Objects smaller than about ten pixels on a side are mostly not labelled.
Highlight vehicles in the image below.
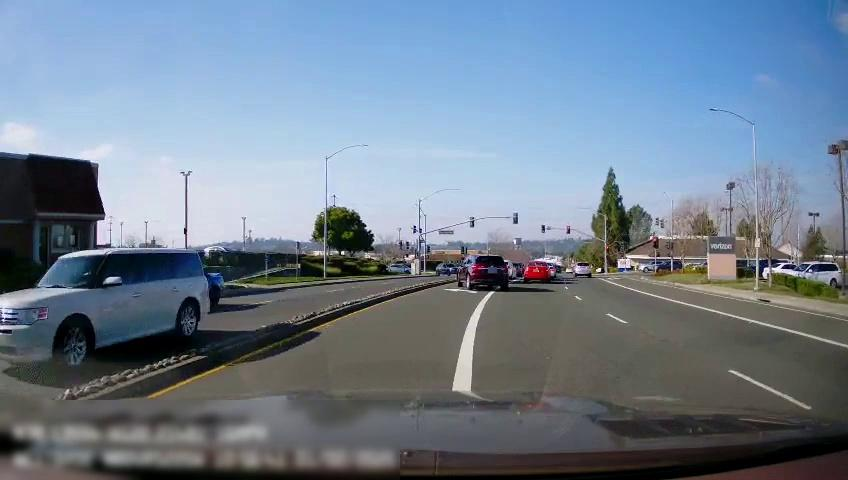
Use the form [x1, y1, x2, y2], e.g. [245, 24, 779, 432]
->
[0, 245, 210, 370]
[504, 259, 518, 281]
[573, 261, 593, 278]
[385, 263, 412, 275]
[638, 258, 664, 273]
[655, 260, 682, 271]
[435, 261, 458, 276]
[523, 259, 552, 283]
[456, 254, 509, 291]
[204, 271, 226, 314]
[512, 261, 523, 279]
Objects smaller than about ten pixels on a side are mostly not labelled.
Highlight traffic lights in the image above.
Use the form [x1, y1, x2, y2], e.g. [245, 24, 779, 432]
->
[468, 217, 476, 229]
[652, 237, 659, 249]
[512, 213, 519, 224]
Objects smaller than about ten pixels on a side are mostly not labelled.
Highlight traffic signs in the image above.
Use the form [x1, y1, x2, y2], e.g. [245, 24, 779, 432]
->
[439, 230, 455, 235]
